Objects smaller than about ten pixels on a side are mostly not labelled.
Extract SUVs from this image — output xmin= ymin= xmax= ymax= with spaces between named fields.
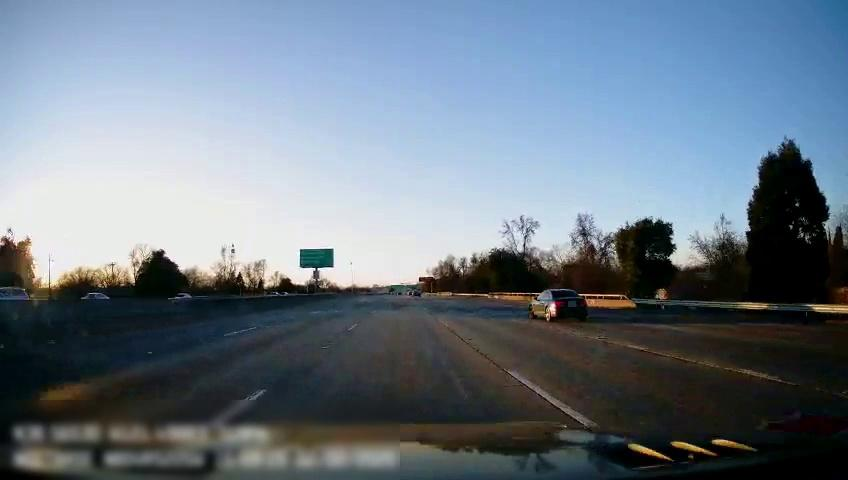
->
xmin=0 ymin=287 xmax=29 ymax=300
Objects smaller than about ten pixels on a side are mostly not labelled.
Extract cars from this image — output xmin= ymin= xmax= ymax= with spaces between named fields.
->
xmin=81 ymin=292 xmax=110 ymax=300
xmin=527 ymin=288 xmax=589 ymax=324
xmin=168 ymin=293 xmax=193 ymax=301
